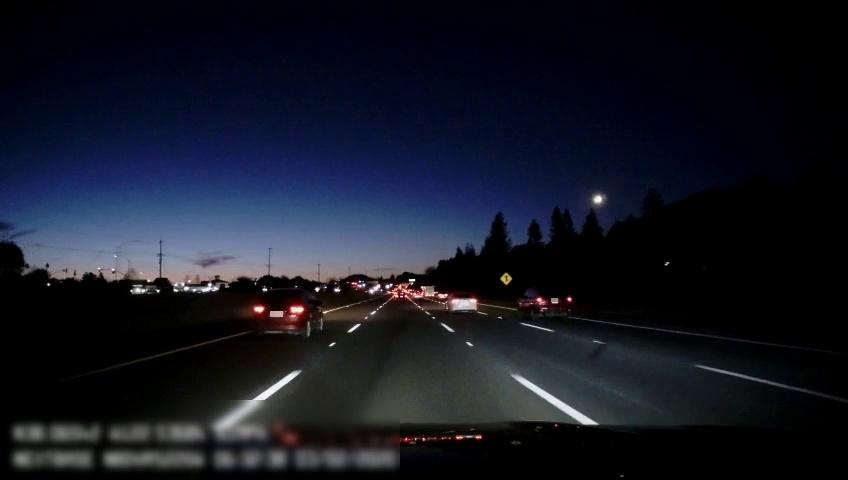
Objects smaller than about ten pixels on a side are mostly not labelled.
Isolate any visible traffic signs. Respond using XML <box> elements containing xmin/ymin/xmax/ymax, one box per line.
<box><xmin>499</xmin><ymin>272</ymin><xmax>513</xmax><ymax>286</ymax></box>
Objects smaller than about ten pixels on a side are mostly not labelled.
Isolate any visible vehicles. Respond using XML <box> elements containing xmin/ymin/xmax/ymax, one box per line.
<box><xmin>517</xmin><ymin>283</ymin><xmax>574</xmax><ymax>322</ymax></box>
<box><xmin>424</xmin><ymin>285</ymin><xmax>435</xmax><ymax>299</ymax></box>
<box><xmin>254</xmin><ymin>287</ymin><xmax>325</xmax><ymax>342</ymax></box>
<box><xmin>444</xmin><ymin>290</ymin><xmax>478</xmax><ymax>314</ymax></box>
